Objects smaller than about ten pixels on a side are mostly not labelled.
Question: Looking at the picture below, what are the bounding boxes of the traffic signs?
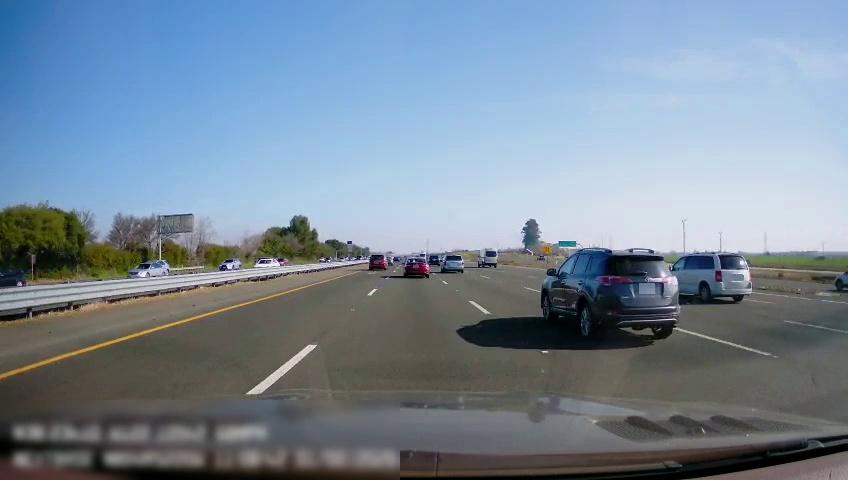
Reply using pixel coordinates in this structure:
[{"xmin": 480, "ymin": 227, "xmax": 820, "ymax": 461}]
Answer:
[
  {"xmin": 542, "ymin": 245, "xmax": 553, "ymax": 256},
  {"xmin": 558, "ymin": 240, "xmax": 577, "ymax": 248},
  {"xmin": 347, "ymin": 240, "xmax": 353, "ymax": 253}
]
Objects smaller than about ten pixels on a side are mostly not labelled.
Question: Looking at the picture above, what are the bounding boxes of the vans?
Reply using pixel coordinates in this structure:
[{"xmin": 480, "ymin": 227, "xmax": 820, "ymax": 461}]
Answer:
[
  {"xmin": 477, "ymin": 248, "xmax": 499, "ymax": 269},
  {"xmin": 440, "ymin": 255, "xmax": 465, "ymax": 274},
  {"xmin": 668, "ymin": 251, "xmax": 753, "ymax": 304},
  {"xmin": 368, "ymin": 255, "xmax": 388, "ymax": 271}
]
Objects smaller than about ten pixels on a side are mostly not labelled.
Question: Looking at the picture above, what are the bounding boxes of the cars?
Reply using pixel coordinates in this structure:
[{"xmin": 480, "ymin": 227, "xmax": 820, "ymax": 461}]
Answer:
[
  {"xmin": 275, "ymin": 257, "xmax": 289, "ymax": 266},
  {"xmin": 833, "ymin": 268, "xmax": 848, "ymax": 292},
  {"xmin": 253, "ymin": 258, "xmax": 280, "ymax": 268},
  {"xmin": 0, "ymin": 266, "xmax": 27, "ymax": 287},
  {"xmin": 145, "ymin": 259, "xmax": 170, "ymax": 272},
  {"xmin": 127, "ymin": 261, "xmax": 169, "ymax": 279},
  {"xmin": 218, "ymin": 258, "xmax": 242, "ymax": 273},
  {"xmin": 402, "ymin": 258, "xmax": 432, "ymax": 279}
]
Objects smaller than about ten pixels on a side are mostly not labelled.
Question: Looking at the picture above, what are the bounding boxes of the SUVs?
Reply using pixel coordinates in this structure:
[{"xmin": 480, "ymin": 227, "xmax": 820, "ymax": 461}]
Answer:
[
  {"xmin": 428, "ymin": 255, "xmax": 440, "ymax": 267},
  {"xmin": 539, "ymin": 245, "xmax": 681, "ymax": 341}
]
